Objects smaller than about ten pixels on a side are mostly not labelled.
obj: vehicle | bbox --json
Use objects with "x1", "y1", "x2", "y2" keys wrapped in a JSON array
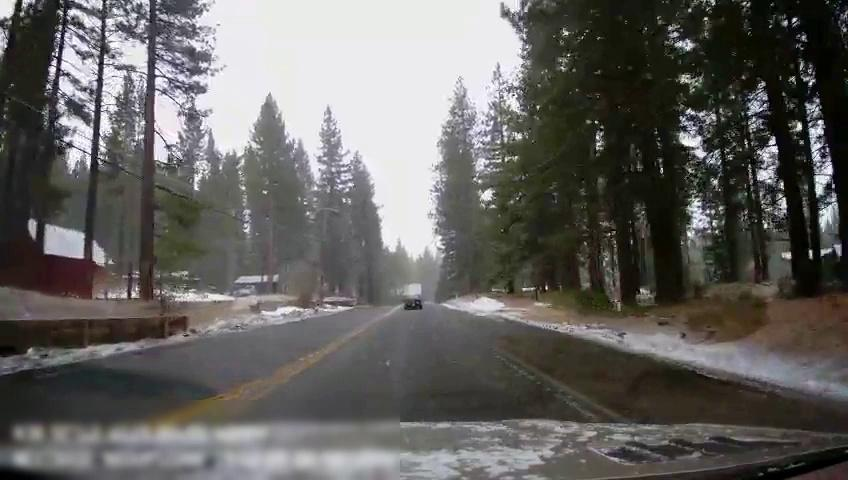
[{"x1": 404, "y1": 299, "x2": 423, "y2": 311}]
